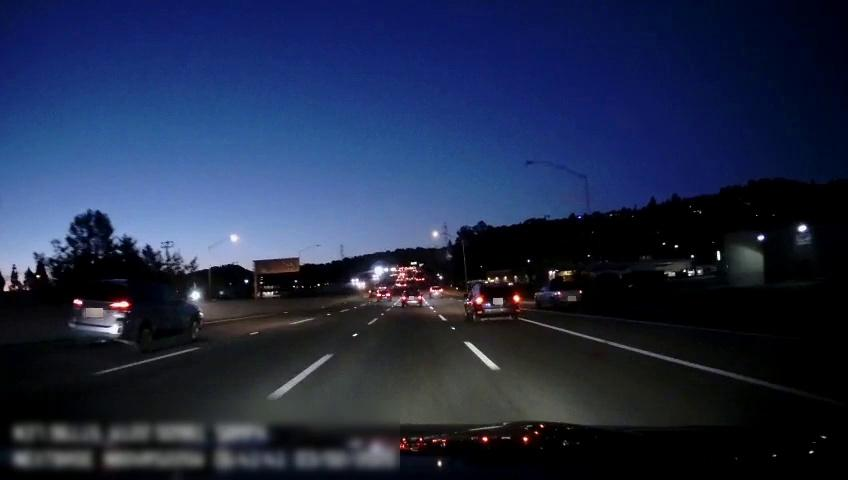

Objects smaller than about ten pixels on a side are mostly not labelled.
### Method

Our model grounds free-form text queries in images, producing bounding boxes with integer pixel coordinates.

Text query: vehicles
[368,289,378,298]
[534,282,583,312]
[429,286,444,298]
[463,283,522,323]
[376,288,393,303]
[66,279,208,358]
[401,290,423,307]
